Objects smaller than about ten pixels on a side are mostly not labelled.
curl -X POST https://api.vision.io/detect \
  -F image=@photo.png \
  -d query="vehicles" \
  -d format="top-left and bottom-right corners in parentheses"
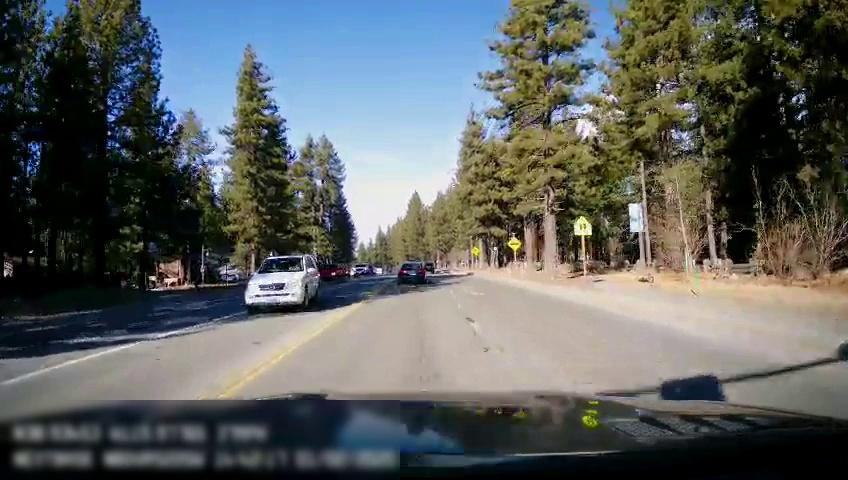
top-left (422, 263), bottom-right (434, 273)
top-left (354, 266), bottom-right (369, 278)
top-left (320, 265), bottom-right (339, 281)
top-left (246, 255), bottom-right (322, 316)
top-left (397, 262), bottom-right (427, 286)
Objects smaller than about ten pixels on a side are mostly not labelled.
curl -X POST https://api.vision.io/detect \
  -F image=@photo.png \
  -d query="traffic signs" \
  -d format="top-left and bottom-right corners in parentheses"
top-left (507, 237), bottom-right (522, 251)
top-left (573, 214), bottom-right (594, 237)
